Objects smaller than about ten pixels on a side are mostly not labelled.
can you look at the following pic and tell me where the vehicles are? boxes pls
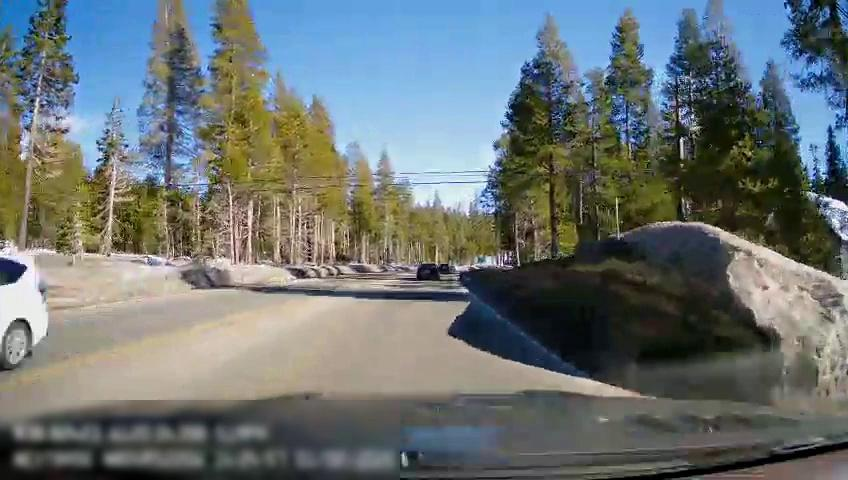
[438,263,451,274]
[415,263,439,282]
[0,255,50,372]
